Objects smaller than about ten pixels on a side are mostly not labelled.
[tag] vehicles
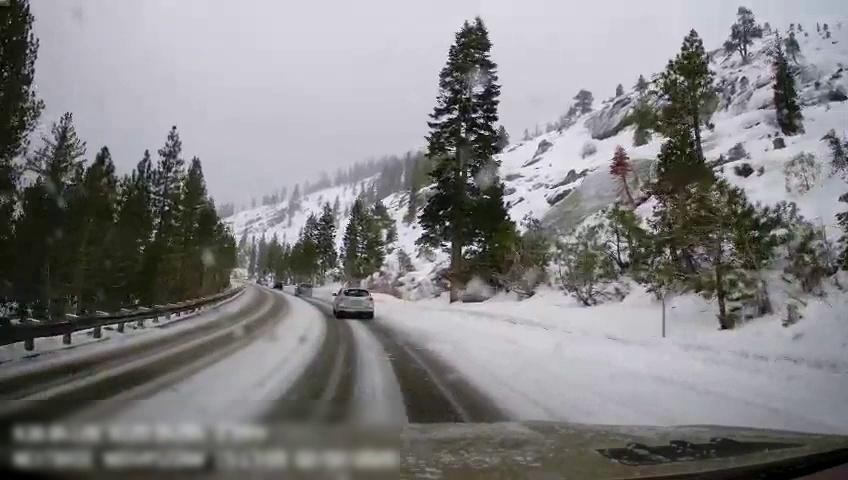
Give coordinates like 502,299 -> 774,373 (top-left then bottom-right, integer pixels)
331,287 -> 375,320
294,281 -> 313,298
